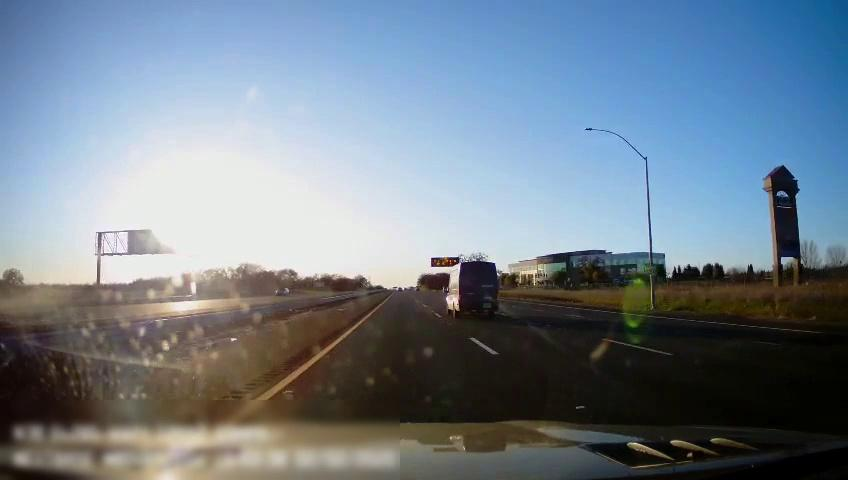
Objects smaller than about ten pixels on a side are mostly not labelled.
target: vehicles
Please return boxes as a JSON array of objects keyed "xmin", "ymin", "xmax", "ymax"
[
  {"xmin": 275, "ymin": 287, "xmax": 290, "ymax": 297},
  {"xmin": 443, "ymin": 261, "xmax": 500, "ymax": 321}
]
